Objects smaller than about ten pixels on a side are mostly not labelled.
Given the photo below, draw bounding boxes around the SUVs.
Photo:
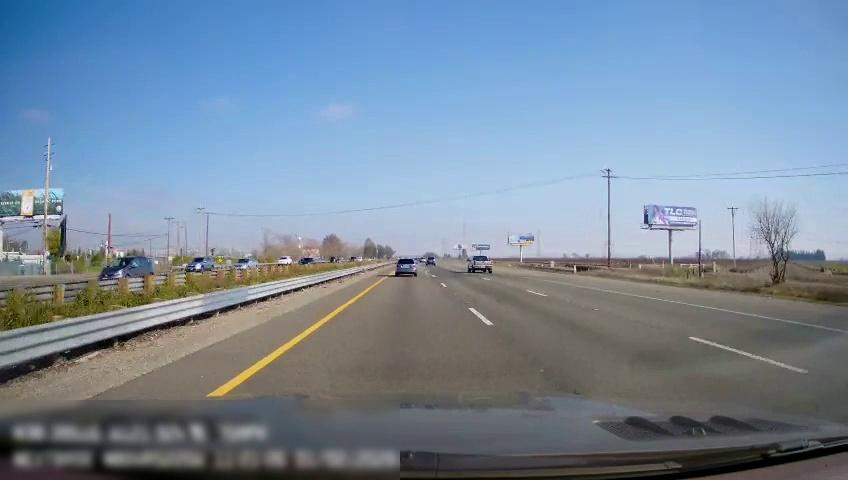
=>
[276,255,293,267]
[300,257,320,266]
[185,256,215,273]
[395,258,418,277]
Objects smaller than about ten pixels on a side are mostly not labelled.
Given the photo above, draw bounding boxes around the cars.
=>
[96,254,156,281]
[425,256,437,267]
[231,257,260,273]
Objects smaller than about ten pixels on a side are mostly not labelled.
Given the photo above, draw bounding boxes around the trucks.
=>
[466,255,493,274]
